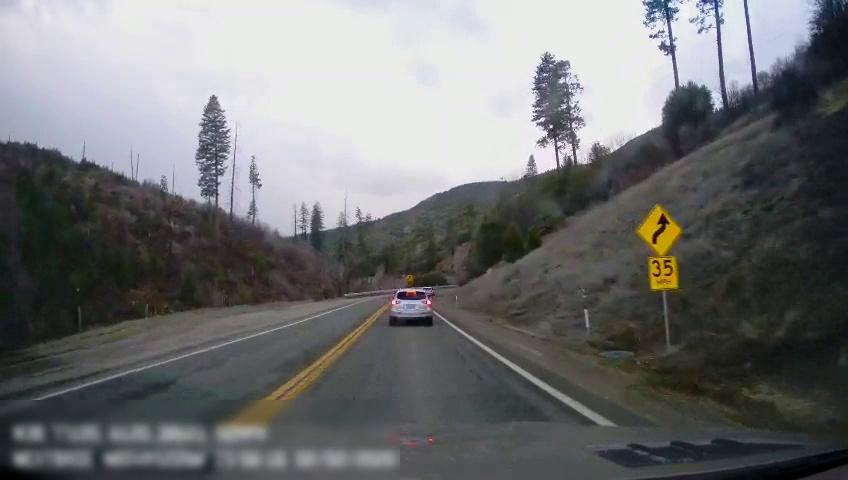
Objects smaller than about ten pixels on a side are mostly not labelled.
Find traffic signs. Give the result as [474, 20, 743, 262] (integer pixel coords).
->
[636, 203, 683, 256]
[648, 257, 679, 290]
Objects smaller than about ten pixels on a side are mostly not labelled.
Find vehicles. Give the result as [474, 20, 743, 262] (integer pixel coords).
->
[423, 287, 435, 296]
[389, 288, 433, 326]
